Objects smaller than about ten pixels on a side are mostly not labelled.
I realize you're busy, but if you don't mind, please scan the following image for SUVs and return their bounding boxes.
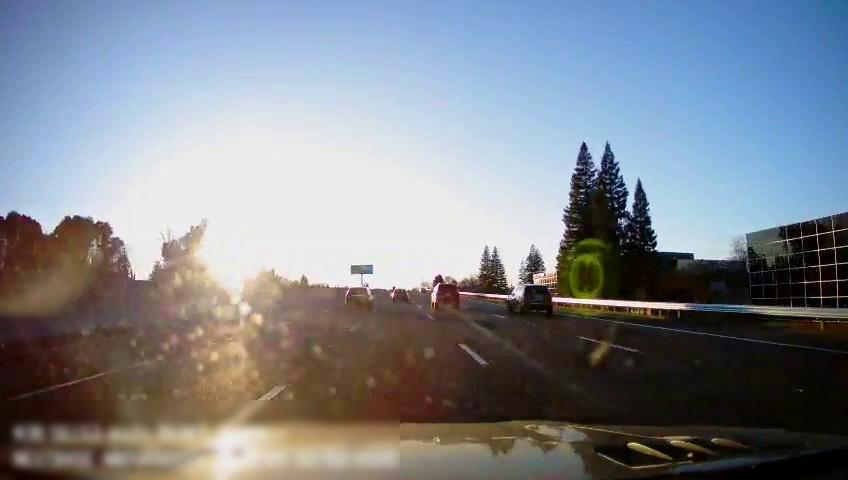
[505,283,554,316]
[344,286,375,311]
[431,283,460,310]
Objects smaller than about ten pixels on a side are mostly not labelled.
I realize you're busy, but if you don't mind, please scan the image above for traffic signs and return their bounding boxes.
[350,264,374,275]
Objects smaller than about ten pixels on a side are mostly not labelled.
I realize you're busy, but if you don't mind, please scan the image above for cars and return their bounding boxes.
[391,288,409,304]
